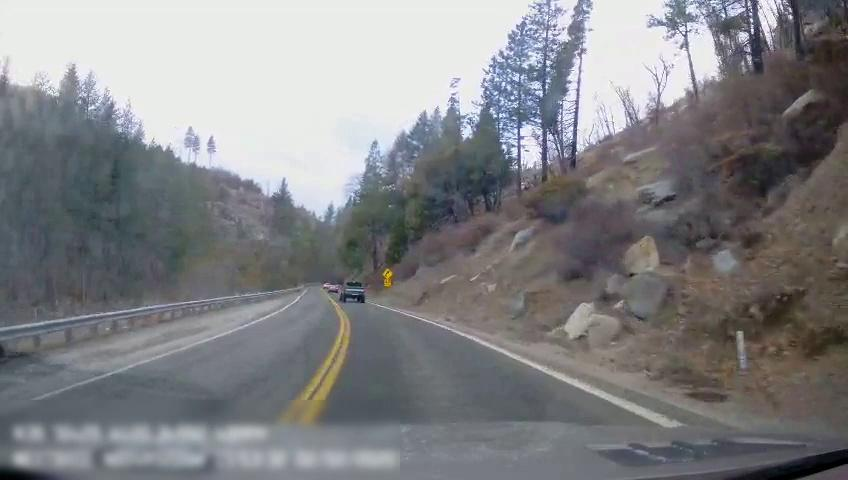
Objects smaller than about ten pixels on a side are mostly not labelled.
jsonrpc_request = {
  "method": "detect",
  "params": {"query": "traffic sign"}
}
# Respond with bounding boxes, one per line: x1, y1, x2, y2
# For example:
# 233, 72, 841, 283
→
382, 268, 393, 279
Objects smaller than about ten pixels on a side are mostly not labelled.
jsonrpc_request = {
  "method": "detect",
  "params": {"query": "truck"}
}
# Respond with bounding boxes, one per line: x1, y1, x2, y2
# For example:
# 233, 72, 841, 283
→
339, 279, 366, 303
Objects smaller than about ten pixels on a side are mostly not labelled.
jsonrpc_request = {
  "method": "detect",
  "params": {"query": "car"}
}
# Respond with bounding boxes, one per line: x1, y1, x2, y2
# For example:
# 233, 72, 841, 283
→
327, 284, 339, 294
